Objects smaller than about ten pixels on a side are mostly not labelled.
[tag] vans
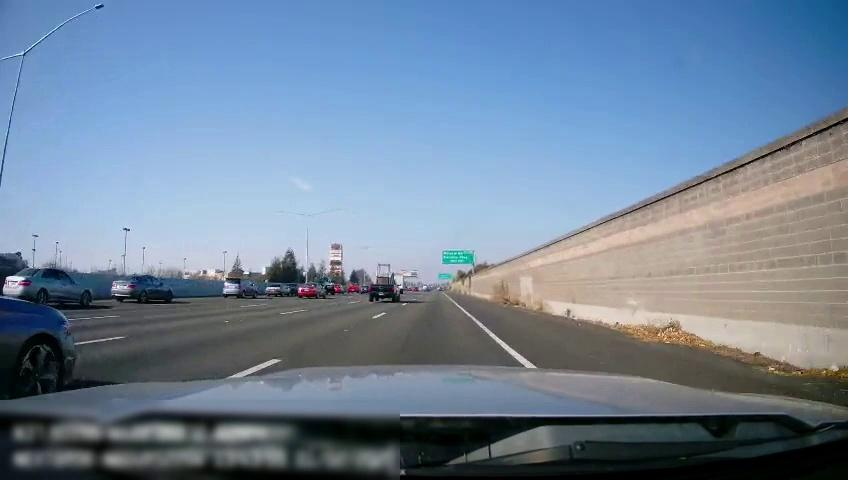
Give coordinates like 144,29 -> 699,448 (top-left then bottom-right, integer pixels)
222,276 -> 257,299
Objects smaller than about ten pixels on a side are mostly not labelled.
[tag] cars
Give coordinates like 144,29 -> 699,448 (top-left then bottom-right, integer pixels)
297,282 -> 326,300
112,274 -> 176,304
265,282 -> 291,298
0,295 -> 78,402
2,268 -> 96,308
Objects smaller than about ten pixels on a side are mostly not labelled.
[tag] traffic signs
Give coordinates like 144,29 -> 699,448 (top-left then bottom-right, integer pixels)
441,249 -> 475,265
438,273 -> 455,281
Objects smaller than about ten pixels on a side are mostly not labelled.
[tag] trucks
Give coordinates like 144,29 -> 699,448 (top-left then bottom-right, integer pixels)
394,274 -> 404,294
307,276 -> 336,296
367,276 -> 401,303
